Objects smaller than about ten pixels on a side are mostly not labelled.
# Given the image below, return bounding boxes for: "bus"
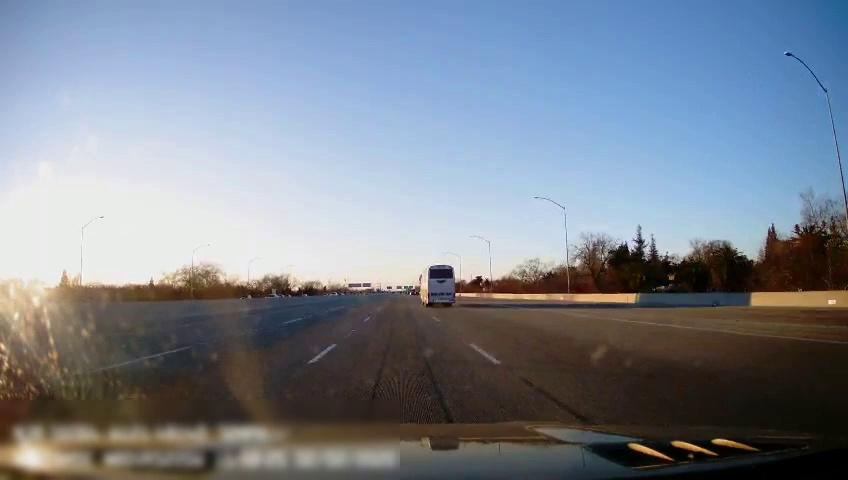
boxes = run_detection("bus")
[419,264,455,307]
